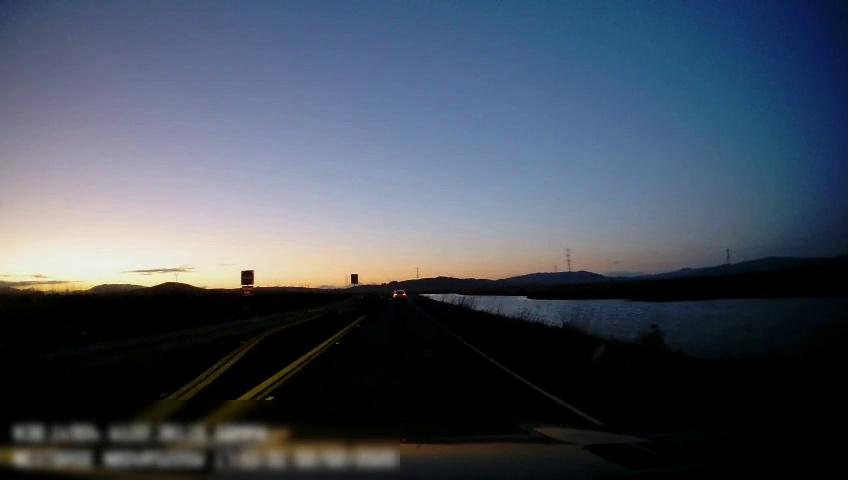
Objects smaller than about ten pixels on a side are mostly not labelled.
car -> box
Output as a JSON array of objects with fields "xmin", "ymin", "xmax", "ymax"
[{"xmin": 392, "ymin": 289, "xmax": 407, "ymax": 300}]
